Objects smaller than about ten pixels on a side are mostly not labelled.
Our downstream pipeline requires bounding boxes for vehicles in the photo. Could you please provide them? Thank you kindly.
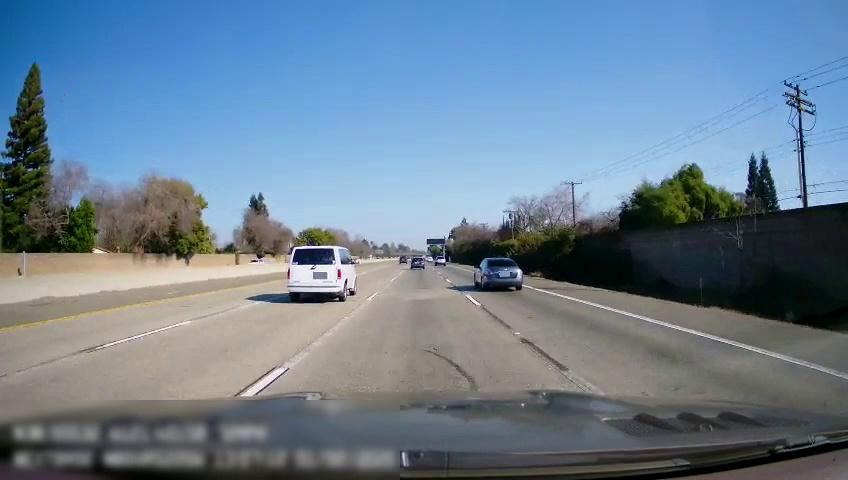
[410,256,425,269]
[285,246,359,307]
[472,257,523,292]
[247,259,265,264]
[433,255,445,267]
